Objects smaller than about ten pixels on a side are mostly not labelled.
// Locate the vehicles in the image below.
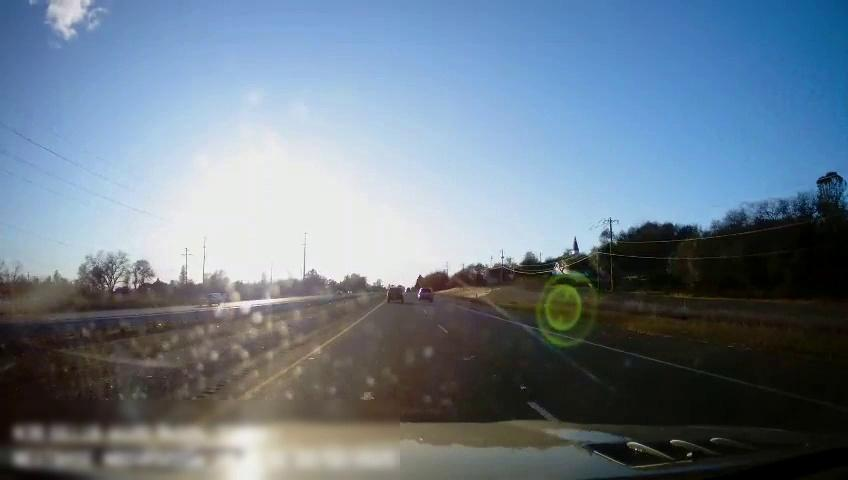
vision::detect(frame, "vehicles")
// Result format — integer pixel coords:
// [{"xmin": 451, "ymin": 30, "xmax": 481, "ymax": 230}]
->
[
  {"xmin": 199, "ymin": 293, "xmax": 223, "ymax": 307},
  {"xmin": 417, "ymin": 288, "xmax": 433, "ymax": 301},
  {"xmin": 386, "ymin": 287, "xmax": 404, "ymax": 303}
]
